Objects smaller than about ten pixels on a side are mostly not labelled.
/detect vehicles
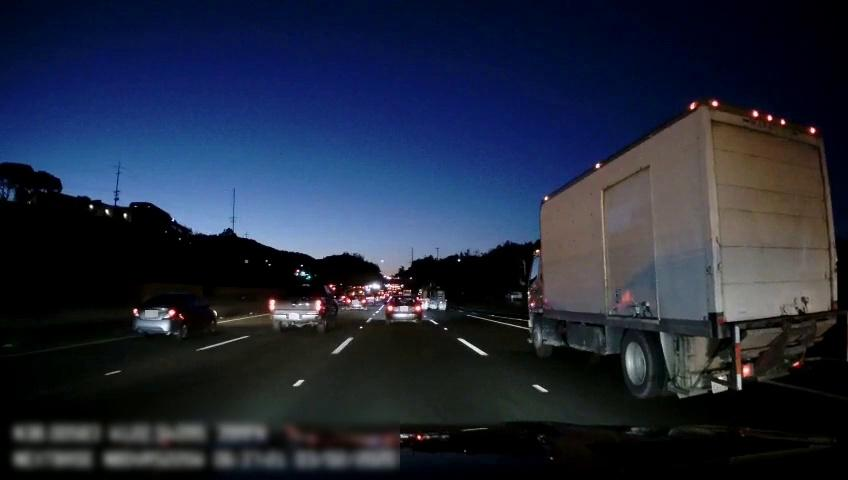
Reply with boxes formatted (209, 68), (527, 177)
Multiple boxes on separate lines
(131, 292), (219, 343)
(520, 97), (845, 403)
(271, 285), (338, 329)
(345, 293), (367, 310)
(384, 295), (425, 326)
(418, 286), (447, 311)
